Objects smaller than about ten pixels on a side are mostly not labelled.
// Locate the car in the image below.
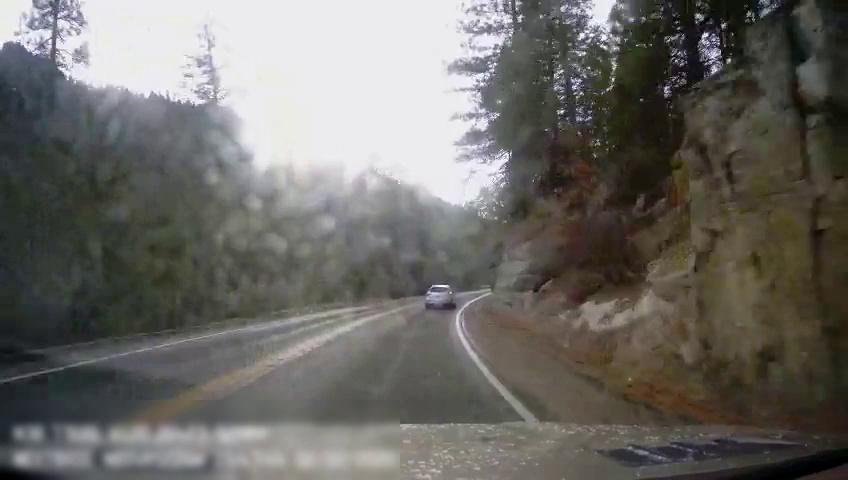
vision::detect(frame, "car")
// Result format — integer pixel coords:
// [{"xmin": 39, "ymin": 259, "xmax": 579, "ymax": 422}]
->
[{"xmin": 425, "ymin": 284, "xmax": 455, "ymax": 309}]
